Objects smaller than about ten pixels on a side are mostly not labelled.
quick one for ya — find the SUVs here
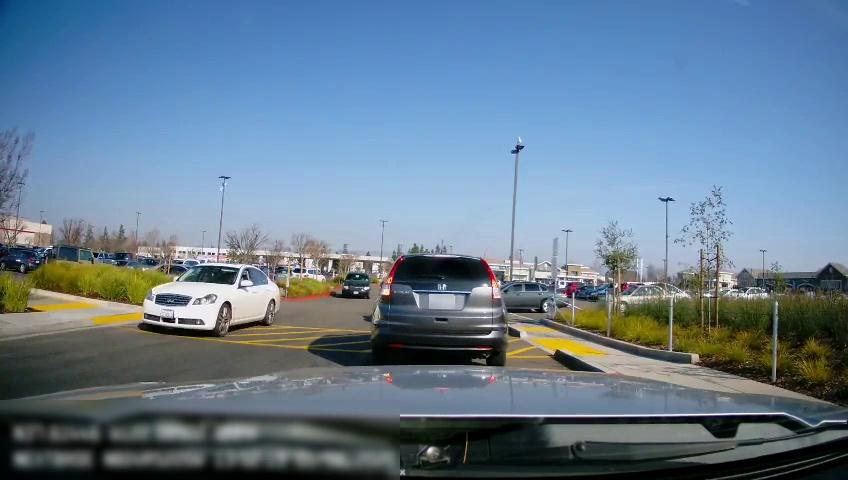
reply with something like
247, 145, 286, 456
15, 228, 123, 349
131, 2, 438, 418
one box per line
340, 271, 372, 299
374, 255, 506, 368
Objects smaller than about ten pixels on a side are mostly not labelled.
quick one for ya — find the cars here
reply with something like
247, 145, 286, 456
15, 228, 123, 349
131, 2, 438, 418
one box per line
502, 281, 571, 314
140, 263, 281, 338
